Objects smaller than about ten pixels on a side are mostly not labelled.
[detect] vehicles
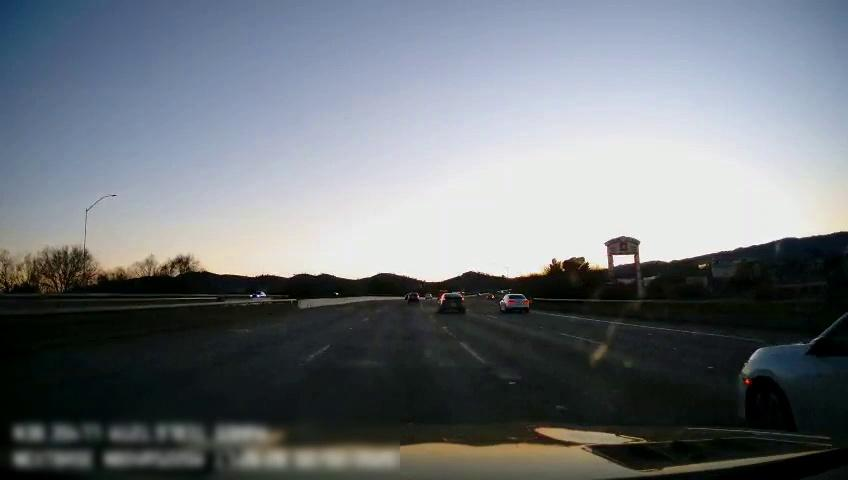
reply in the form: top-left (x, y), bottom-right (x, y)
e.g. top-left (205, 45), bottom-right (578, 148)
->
top-left (438, 290), bottom-right (448, 299)
top-left (499, 294), bottom-right (529, 313)
top-left (407, 294), bottom-right (419, 304)
top-left (250, 291), bottom-right (267, 300)
top-left (733, 312), bottom-right (848, 444)
top-left (438, 293), bottom-right (465, 313)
